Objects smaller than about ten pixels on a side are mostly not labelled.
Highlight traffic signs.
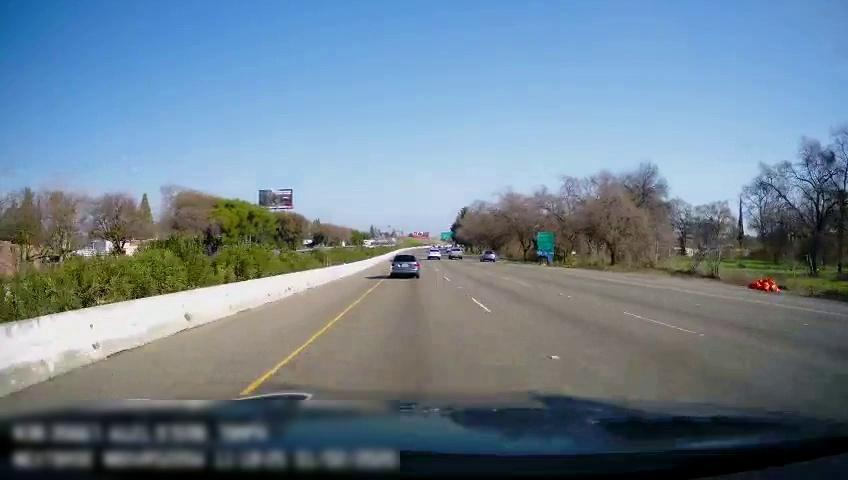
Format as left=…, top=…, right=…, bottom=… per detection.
left=537, top=231, right=555, bottom=251
left=440, top=231, right=452, bottom=239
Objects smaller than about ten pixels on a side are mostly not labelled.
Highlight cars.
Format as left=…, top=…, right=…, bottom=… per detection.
left=388, top=254, right=420, bottom=279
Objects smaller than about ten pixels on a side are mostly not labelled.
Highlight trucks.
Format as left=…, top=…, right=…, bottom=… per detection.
left=448, top=247, right=463, bottom=260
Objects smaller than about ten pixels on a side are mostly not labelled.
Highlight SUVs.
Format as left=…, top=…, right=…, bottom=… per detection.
left=479, top=250, right=496, bottom=263
left=427, top=248, right=441, bottom=260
